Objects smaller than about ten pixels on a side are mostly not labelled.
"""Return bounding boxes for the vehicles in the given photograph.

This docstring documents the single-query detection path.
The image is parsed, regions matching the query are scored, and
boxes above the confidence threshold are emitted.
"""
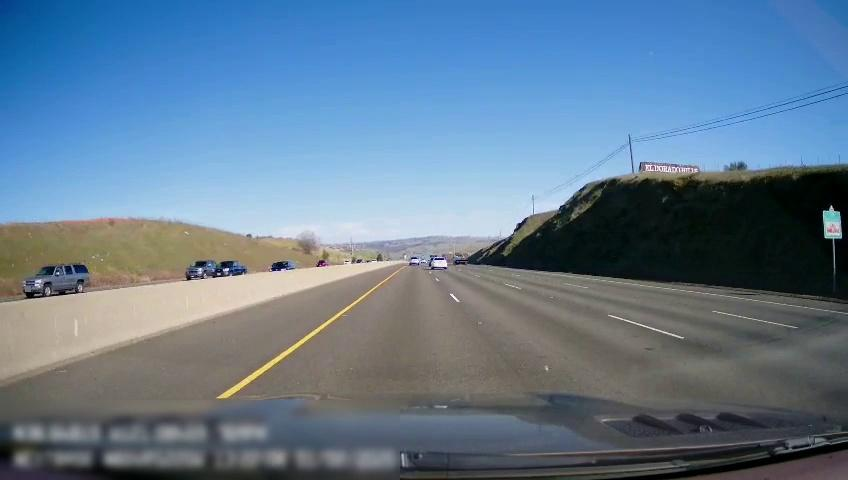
[24,264,90,299]
[185,259,216,280]
[211,261,248,278]
[316,260,329,267]
[431,256,447,269]
[454,254,466,265]
[408,256,419,266]
[272,262,294,271]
